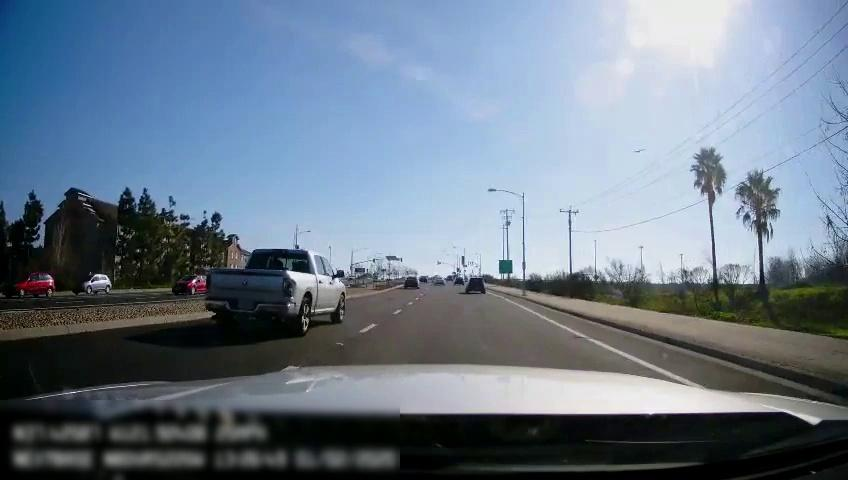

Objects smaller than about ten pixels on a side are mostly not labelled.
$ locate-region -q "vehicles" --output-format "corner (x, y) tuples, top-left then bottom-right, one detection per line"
(205, 248), (347, 337)
(0, 272), (56, 299)
(453, 276), (465, 286)
(403, 276), (421, 290)
(171, 274), (208, 296)
(432, 275), (445, 286)
(464, 277), (486, 295)
(70, 274), (112, 296)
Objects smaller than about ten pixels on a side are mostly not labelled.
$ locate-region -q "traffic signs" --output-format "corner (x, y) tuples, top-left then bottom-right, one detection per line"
(498, 259), (513, 274)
